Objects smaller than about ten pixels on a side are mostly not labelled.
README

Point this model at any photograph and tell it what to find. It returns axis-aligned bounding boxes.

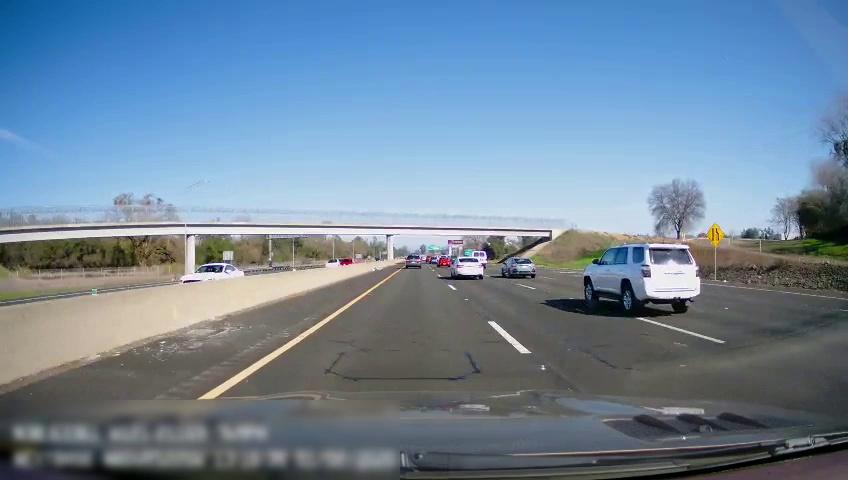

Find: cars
[501,256,536,278]
[178,262,245,285]
[451,257,483,280]
[437,256,451,267]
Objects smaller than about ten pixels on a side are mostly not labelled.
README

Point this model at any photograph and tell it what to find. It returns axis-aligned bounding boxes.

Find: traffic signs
[707,223,726,247]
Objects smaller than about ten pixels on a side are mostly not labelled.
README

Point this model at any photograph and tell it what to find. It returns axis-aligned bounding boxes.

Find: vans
[470,251,488,269]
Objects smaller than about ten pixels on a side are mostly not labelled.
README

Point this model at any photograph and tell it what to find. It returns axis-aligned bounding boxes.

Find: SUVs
[405,254,422,270]
[582,243,701,315]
